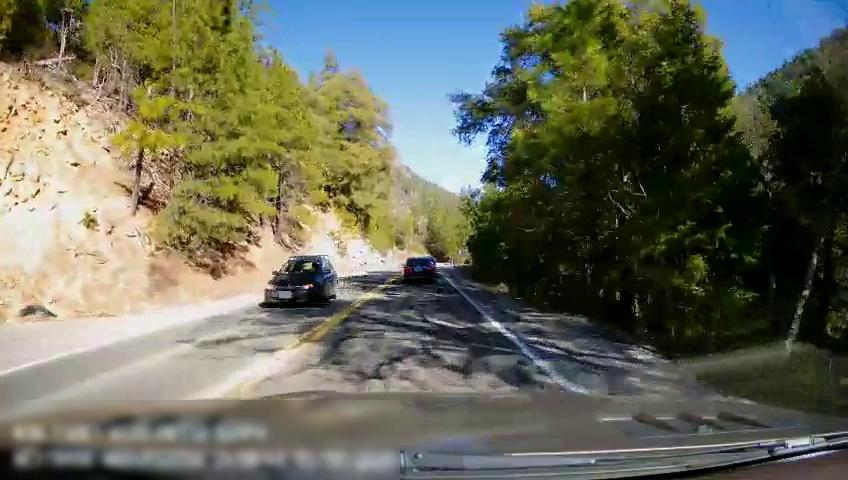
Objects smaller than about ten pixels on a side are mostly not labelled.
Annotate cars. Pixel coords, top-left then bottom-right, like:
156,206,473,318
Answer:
403,256,437,282
262,254,339,309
